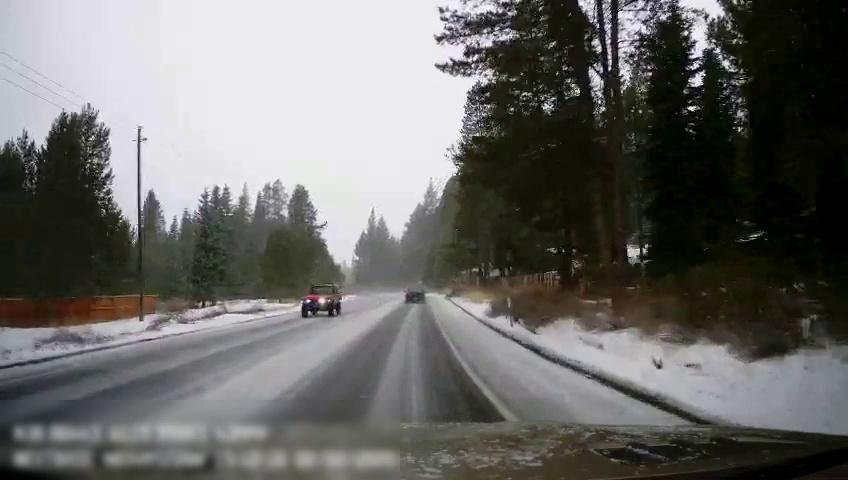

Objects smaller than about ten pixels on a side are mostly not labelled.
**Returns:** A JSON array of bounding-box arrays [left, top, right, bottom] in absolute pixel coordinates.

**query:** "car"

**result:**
[[404, 286, 426, 304]]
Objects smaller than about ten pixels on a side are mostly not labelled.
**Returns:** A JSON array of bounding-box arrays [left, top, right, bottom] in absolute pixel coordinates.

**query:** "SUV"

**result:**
[[300, 283, 343, 318]]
